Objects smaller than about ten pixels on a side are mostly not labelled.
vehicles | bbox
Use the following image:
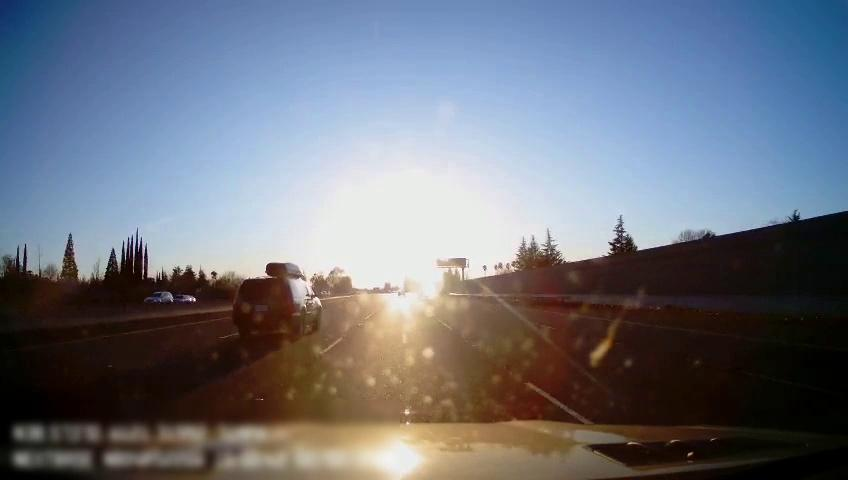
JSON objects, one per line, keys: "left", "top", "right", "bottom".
{"left": 231, "top": 261, "right": 324, "bottom": 339}
{"left": 143, "top": 291, "right": 174, "bottom": 306}
{"left": 173, "top": 294, "right": 197, "bottom": 305}
{"left": 397, "top": 289, "right": 406, "bottom": 297}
